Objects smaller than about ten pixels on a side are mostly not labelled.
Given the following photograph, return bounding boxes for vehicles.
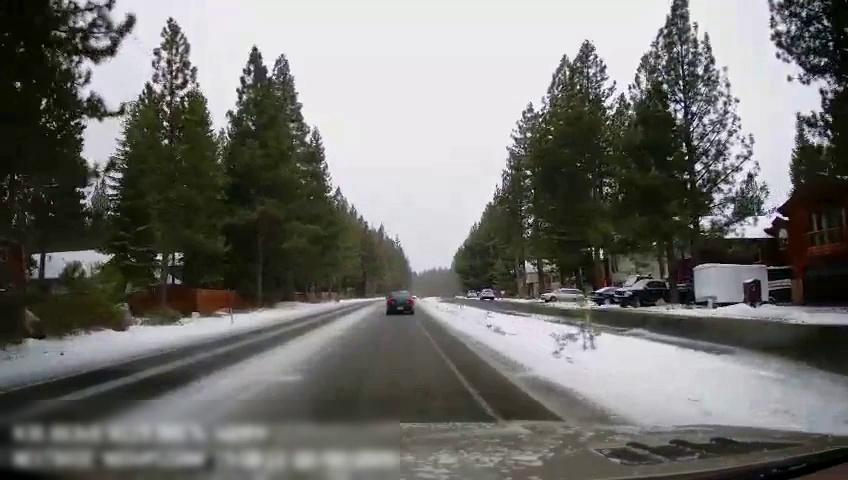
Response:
[386,291,416,316]
[540,288,585,303]
[613,278,672,309]
[466,289,478,299]
[612,274,654,304]
[480,288,495,301]
[591,286,621,306]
